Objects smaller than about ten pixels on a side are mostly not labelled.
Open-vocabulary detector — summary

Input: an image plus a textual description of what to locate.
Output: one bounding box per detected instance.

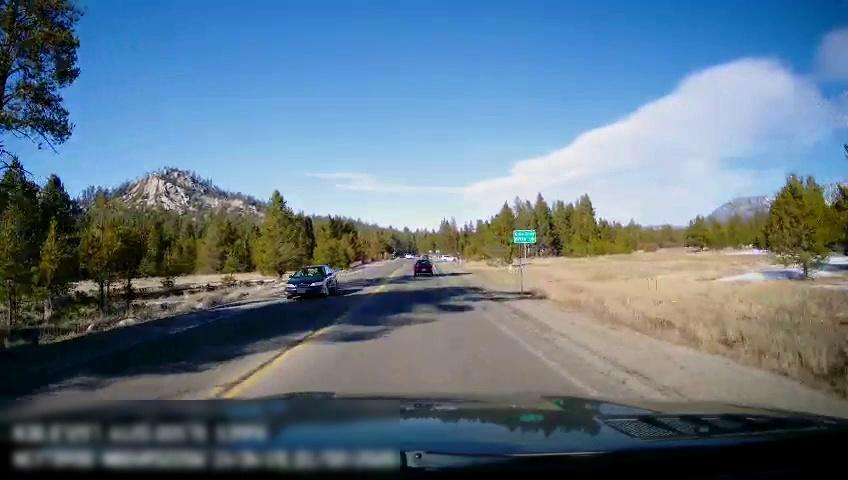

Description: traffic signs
[513,229,537,244]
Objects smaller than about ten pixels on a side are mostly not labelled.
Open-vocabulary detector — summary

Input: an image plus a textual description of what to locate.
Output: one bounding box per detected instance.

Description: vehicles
[435,254,459,265]
[413,258,434,276]
[284,264,338,301]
